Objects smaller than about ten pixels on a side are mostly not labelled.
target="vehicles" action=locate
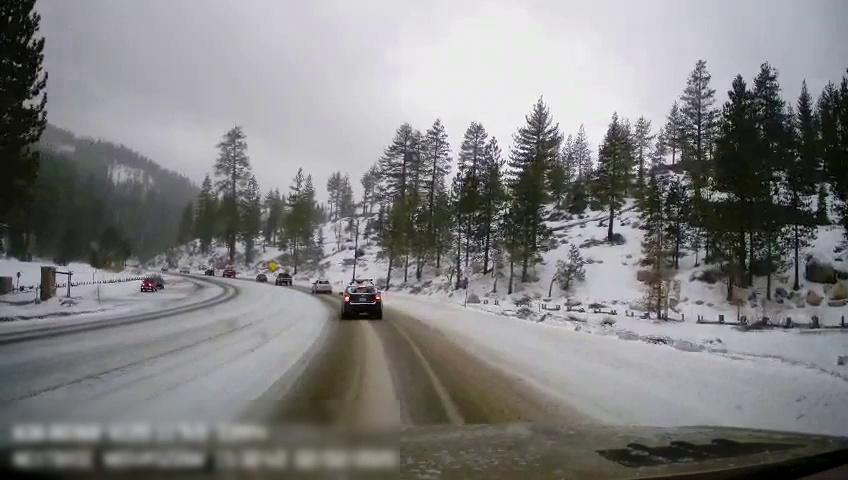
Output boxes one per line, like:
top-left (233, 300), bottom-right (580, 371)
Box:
top-left (151, 275), bottom-right (165, 289)
top-left (275, 273), bottom-right (293, 286)
top-left (140, 278), bottom-right (158, 293)
top-left (339, 279), bottom-right (383, 321)
top-left (312, 280), bottom-right (332, 294)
